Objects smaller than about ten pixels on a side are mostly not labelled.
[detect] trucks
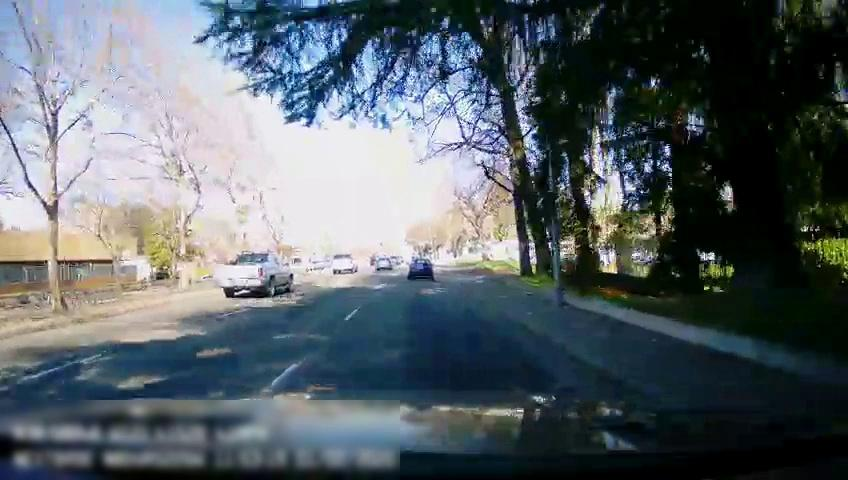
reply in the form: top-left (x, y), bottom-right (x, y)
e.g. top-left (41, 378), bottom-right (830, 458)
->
top-left (218, 251), bottom-right (293, 297)
top-left (331, 254), bottom-right (357, 274)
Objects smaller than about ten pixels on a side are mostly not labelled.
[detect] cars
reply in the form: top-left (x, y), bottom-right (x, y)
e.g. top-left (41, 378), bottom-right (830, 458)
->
top-left (408, 259), bottom-right (434, 281)
top-left (376, 255), bottom-right (393, 271)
